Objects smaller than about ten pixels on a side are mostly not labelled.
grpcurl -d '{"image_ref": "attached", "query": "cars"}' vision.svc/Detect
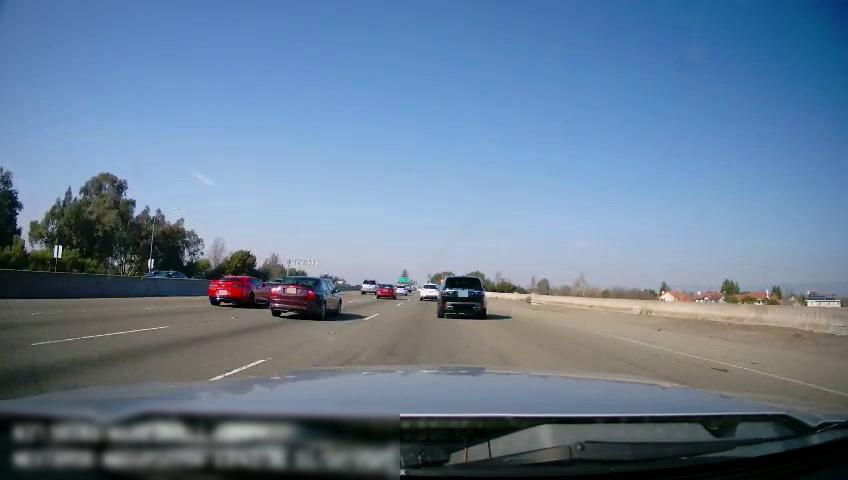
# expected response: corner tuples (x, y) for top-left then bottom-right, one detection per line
(208, 274), (284, 310)
(268, 276), (343, 321)
(394, 285), (408, 297)
(376, 283), (397, 300)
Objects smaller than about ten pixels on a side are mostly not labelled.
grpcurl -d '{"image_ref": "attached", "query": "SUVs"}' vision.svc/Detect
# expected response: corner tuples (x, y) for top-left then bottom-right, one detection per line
(360, 279), (379, 296)
(436, 274), (487, 320)
(419, 283), (440, 302)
